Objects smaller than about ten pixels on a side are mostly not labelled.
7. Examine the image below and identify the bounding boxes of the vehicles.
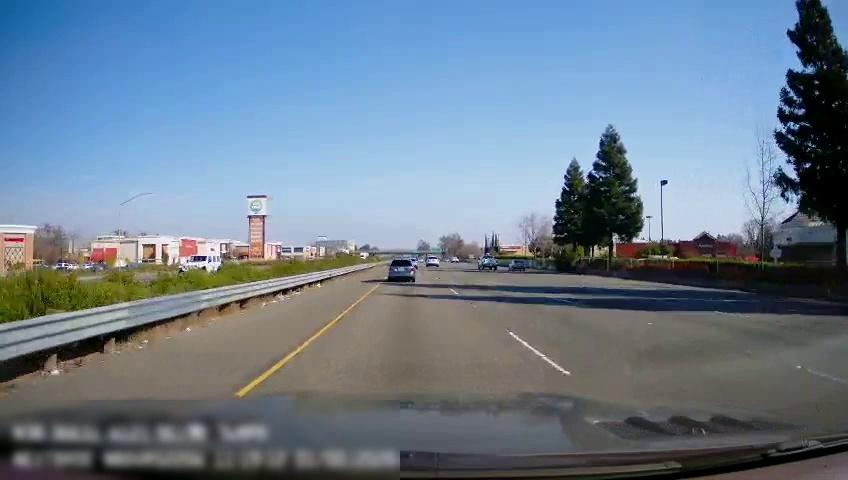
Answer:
[177,254,221,274]
[451,256,459,263]
[508,259,526,271]
[387,258,416,281]
[410,258,418,270]
[426,256,440,268]
[477,255,498,270]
